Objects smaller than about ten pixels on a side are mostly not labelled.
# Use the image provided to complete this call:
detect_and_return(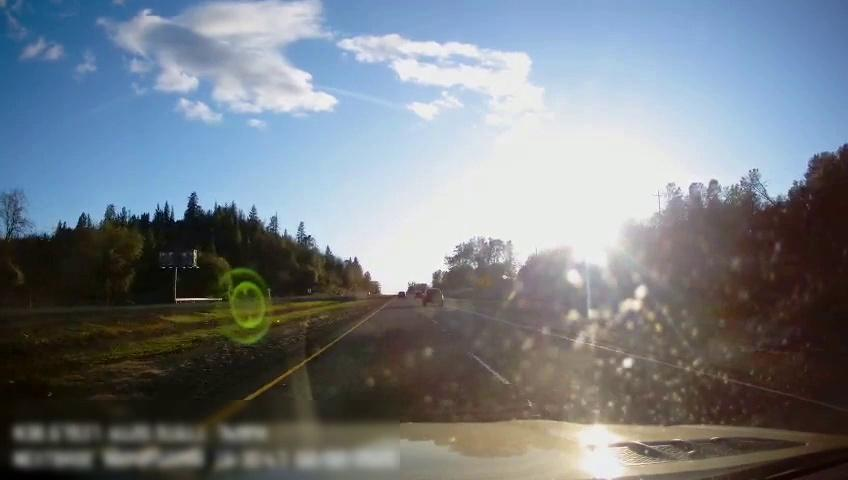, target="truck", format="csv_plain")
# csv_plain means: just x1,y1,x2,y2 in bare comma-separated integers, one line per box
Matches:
423,288,444,305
